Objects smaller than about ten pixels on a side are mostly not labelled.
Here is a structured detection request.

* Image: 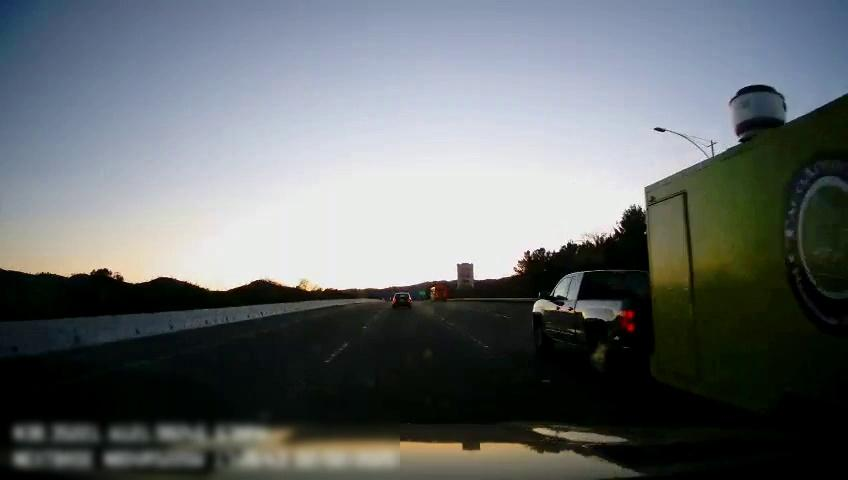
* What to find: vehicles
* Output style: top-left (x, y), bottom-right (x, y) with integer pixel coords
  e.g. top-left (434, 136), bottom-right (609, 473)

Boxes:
top-left (391, 293), bottom-right (411, 310)
top-left (430, 286), bottom-right (447, 302)
top-left (531, 92), bottom-right (848, 445)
